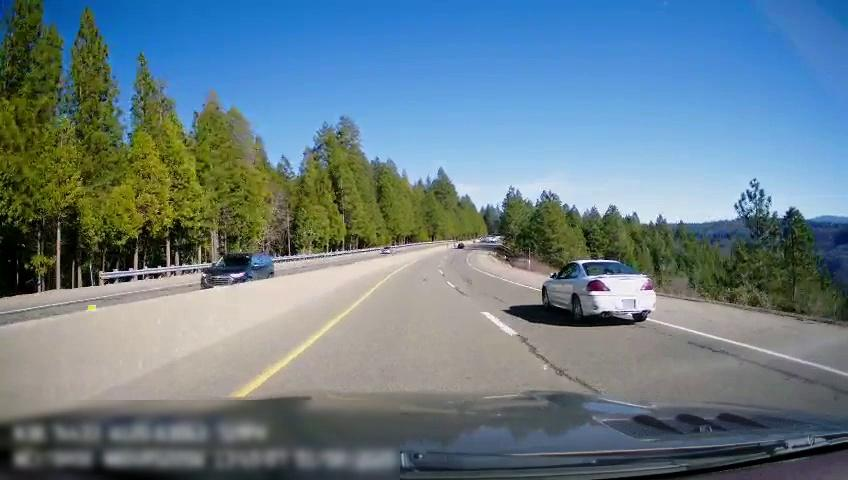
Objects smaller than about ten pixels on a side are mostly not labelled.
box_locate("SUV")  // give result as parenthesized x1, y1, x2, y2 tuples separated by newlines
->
(199, 254, 274, 292)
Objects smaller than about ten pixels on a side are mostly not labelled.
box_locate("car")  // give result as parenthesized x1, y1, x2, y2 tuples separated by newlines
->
(540, 259, 657, 322)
